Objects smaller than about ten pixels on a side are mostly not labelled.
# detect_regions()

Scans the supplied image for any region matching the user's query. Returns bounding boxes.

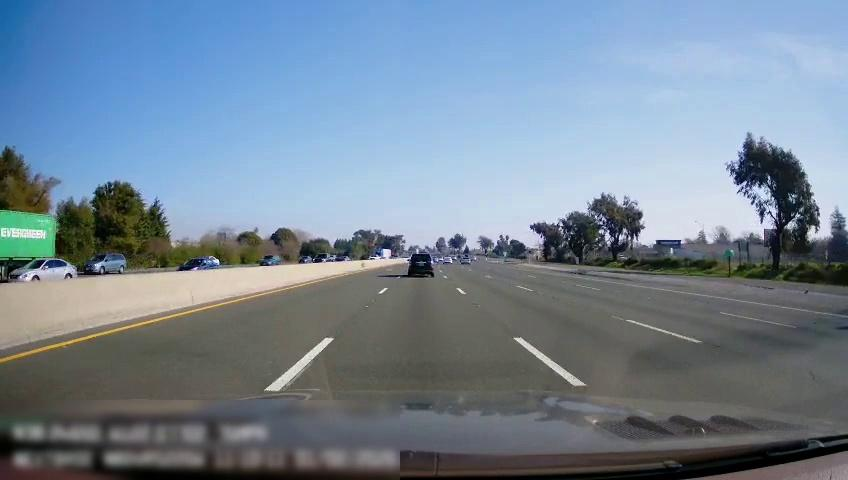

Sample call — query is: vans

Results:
[82,253,128,276]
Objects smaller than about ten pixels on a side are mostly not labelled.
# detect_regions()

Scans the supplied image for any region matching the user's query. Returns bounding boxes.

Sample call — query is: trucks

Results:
[311,253,335,264]
[374,247,392,261]
[367,253,382,261]
[0,208,57,282]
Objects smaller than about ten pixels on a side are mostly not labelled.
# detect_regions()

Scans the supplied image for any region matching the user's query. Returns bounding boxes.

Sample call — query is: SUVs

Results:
[407,251,435,277]
[259,255,281,267]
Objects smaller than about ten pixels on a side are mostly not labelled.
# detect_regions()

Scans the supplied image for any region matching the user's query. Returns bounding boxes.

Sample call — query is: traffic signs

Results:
[722,249,736,256]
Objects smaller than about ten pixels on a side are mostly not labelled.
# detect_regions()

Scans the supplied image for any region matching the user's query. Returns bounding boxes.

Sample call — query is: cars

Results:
[297,256,313,264]
[442,256,453,265]
[202,255,220,266]
[7,257,79,283]
[333,255,353,262]
[175,257,219,273]
[460,256,471,265]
